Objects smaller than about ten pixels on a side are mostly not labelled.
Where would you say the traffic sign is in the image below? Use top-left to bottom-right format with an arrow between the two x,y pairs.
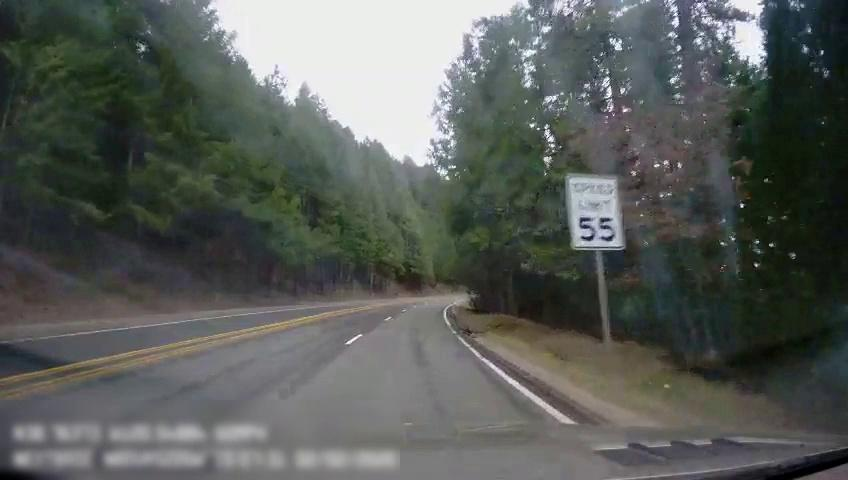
564,172 -> 627,251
